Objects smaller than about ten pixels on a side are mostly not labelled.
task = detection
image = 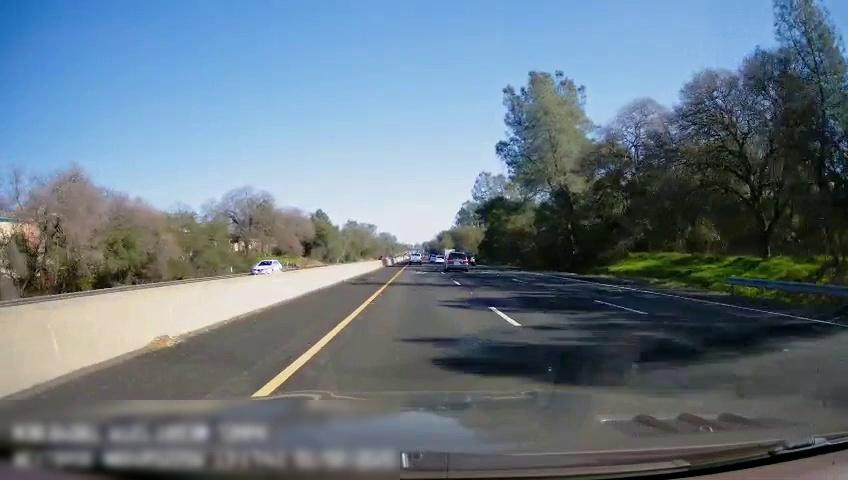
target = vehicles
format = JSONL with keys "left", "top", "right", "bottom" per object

{"left": 459, "top": 253, "right": 476, "bottom": 267}
{"left": 443, "top": 252, "right": 469, "bottom": 273}
{"left": 251, "top": 259, "right": 283, "bottom": 276}
{"left": 409, "top": 252, "right": 423, "bottom": 266}
{"left": 443, "top": 249, "right": 465, "bottom": 266}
